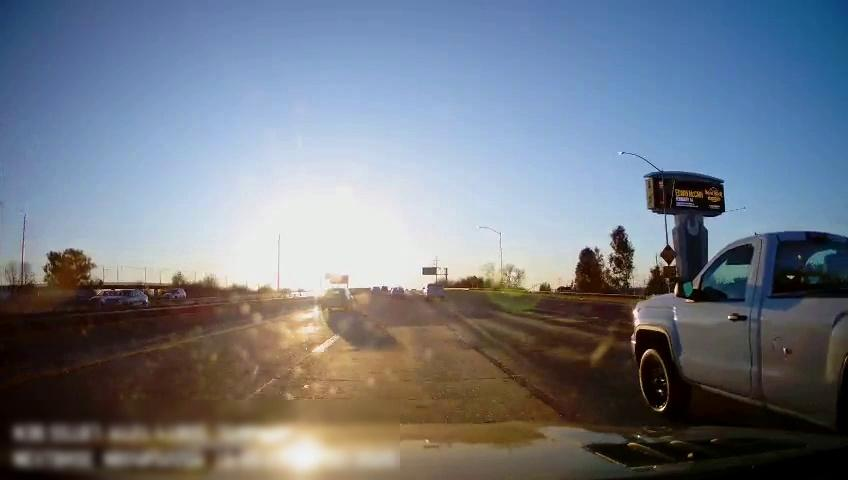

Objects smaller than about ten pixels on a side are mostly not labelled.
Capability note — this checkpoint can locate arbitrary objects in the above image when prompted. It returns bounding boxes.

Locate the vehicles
[160,288,187,301]
[100,289,149,310]
[391,286,407,299]
[321,287,355,313]
[370,286,384,296]
[88,290,113,306]
[422,283,445,303]
[629,230,848,436]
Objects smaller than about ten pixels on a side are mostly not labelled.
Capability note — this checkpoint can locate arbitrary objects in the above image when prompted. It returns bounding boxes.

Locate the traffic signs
[421,267,437,276]
[663,266,677,279]
[329,274,349,285]
[660,244,677,265]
